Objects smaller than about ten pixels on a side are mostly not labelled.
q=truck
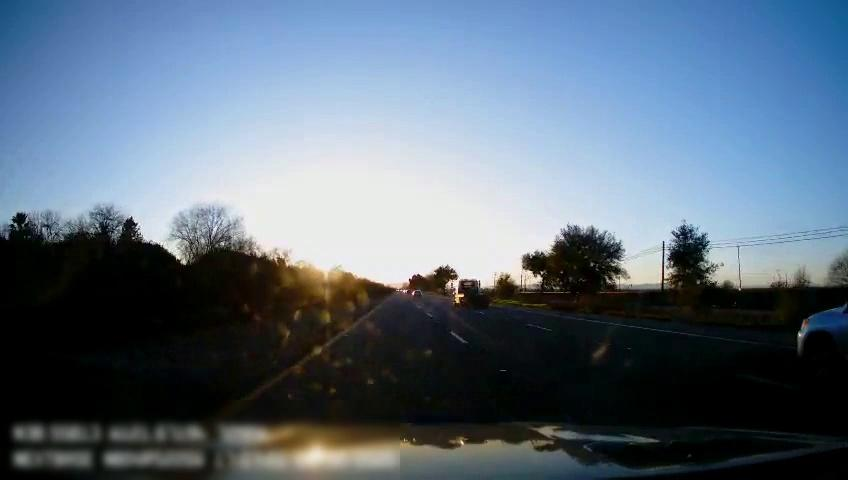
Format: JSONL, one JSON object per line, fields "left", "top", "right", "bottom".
{"left": 453, "top": 279, "right": 491, "bottom": 309}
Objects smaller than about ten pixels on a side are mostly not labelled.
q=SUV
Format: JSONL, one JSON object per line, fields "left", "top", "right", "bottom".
{"left": 795, "top": 301, "right": 848, "bottom": 381}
